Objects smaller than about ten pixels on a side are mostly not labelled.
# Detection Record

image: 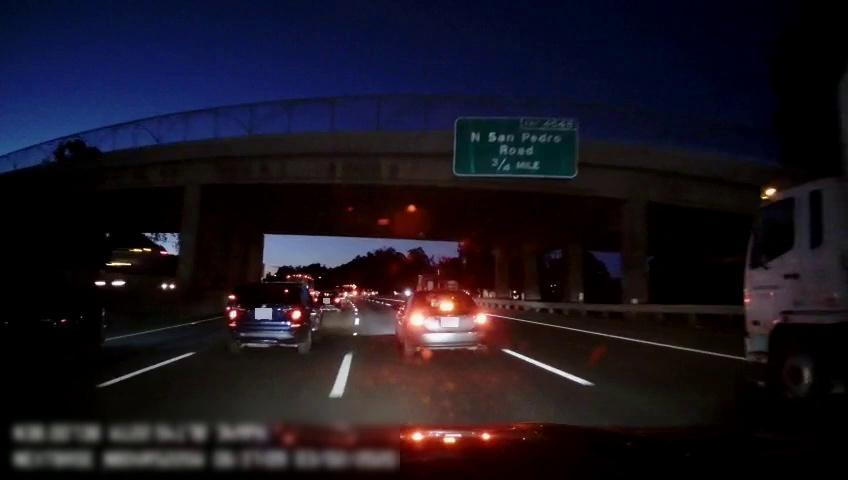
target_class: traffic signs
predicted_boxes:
[453,115,579,179]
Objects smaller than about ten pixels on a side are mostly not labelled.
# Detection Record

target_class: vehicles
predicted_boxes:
[395,288,492,361]
[283,273,314,293]
[91,272,133,293]
[417,274,461,290]
[156,280,178,294]
[226,280,323,358]
[0,289,106,382]
[740,74,848,410]
[316,292,342,310]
